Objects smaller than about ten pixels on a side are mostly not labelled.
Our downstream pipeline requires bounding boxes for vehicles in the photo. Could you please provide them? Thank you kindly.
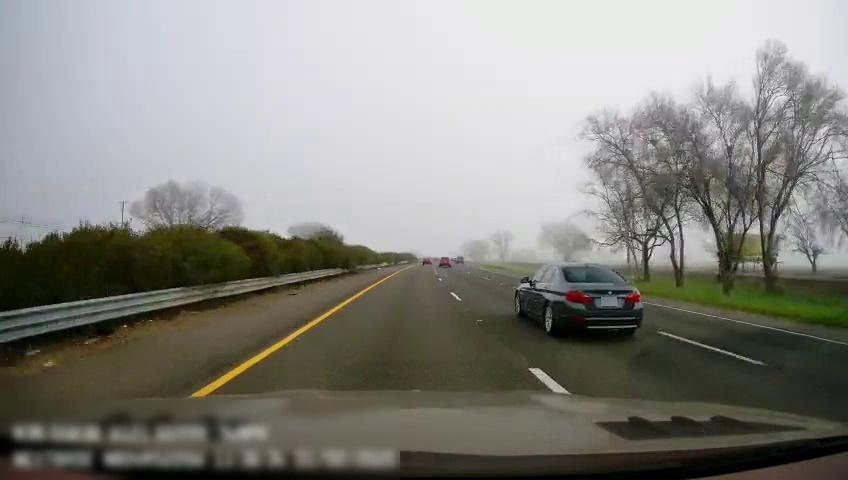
[513,263,644,336]
[417,257,430,266]
[438,257,452,269]
[454,256,465,264]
